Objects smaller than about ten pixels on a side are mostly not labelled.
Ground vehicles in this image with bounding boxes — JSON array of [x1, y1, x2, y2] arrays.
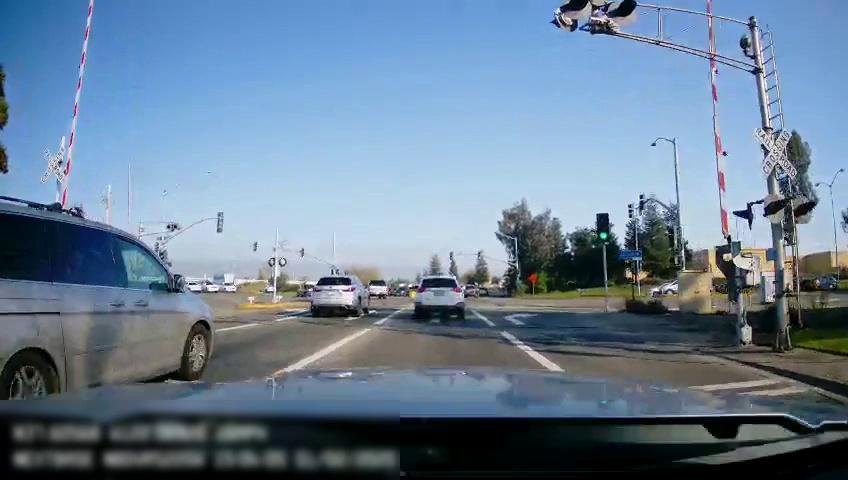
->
[[309, 274, 370, 318], [648, 283, 670, 297], [367, 279, 389, 300], [0, 195, 217, 404], [711, 275, 741, 295], [800, 277, 841, 293], [296, 284, 317, 298], [659, 278, 680, 296], [414, 274, 466, 319]]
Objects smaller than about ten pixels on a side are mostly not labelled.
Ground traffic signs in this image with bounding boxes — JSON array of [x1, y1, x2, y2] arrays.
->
[[751, 127, 798, 178], [618, 251, 641, 258], [527, 273, 537, 285]]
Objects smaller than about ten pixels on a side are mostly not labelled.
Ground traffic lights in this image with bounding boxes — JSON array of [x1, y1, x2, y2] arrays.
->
[[278, 256, 288, 268], [638, 194, 644, 212], [792, 196, 821, 225], [596, 213, 610, 242], [68, 206, 83, 218], [165, 223, 179, 232], [762, 195, 793, 225], [627, 203, 633, 219], [268, 256, 276, 268], [732, 202, 754, 232], [216, 211, 224, 233], [591, 0, 637, 32], [550, 0, 590, 32]]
